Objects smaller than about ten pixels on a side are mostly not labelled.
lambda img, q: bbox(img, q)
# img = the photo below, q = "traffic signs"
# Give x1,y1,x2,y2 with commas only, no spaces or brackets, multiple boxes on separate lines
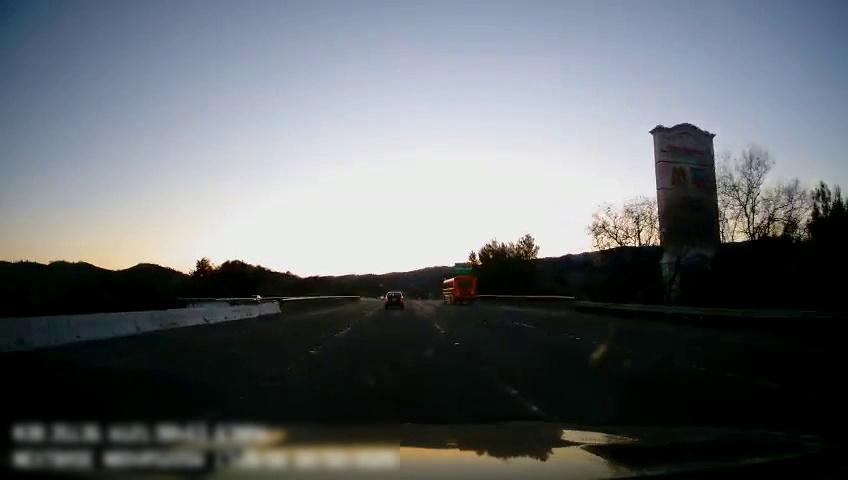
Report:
455,263,473,273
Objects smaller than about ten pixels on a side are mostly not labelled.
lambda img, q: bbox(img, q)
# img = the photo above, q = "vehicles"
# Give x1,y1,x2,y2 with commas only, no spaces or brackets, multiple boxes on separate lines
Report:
250,295,263,301
384,292,404,309
443,275,477,305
